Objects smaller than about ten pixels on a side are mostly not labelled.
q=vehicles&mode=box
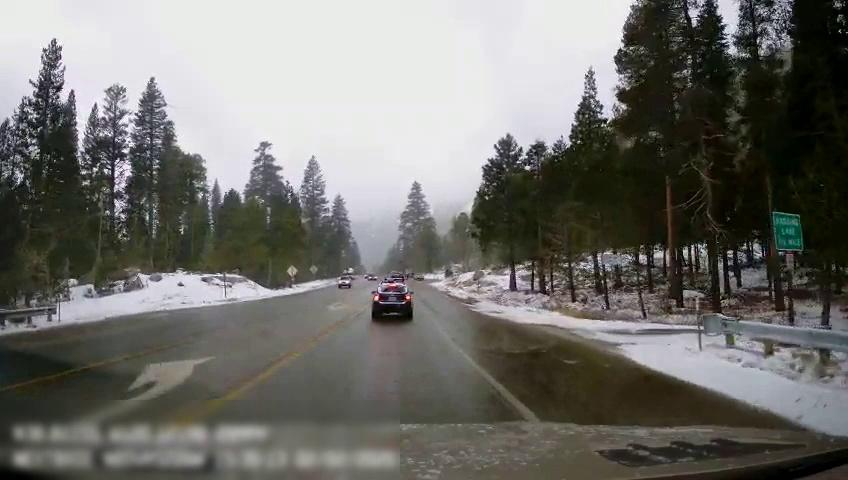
[343,267,355,281]
[371,277,414,320]
[366,273,379,281]
[337,275,353,289]
[412,273,425,281]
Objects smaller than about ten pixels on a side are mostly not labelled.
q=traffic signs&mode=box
[771,210,805,253]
